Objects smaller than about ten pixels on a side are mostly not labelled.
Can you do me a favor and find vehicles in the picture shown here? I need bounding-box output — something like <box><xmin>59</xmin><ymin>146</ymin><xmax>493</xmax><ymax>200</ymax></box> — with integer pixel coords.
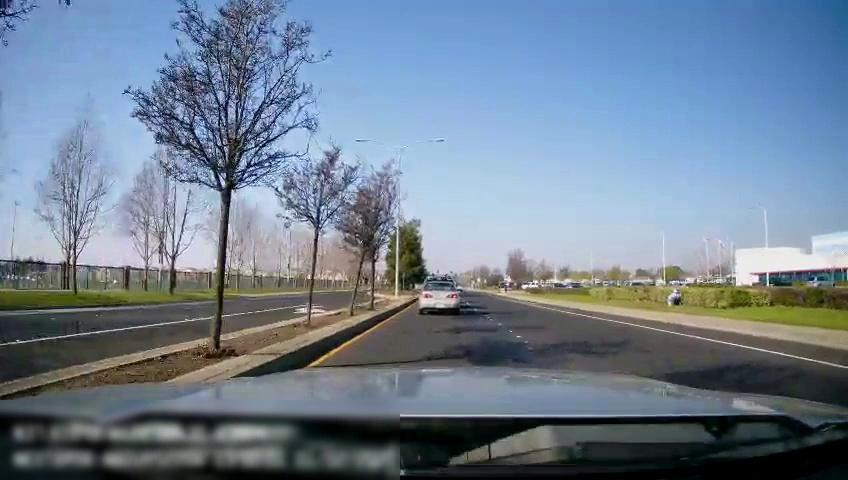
<box><xmin>418</xmin><ymin>280</ymin><xmax>461</xmax><ymax>315</ymax></box>
<box><xmin>423</xmin><ymin>274</ymin><xmax>455</xmax><ymax>288</ymax></box>
<box><xmin>520</xmin><ymin>281</ymin><xmax>540</xmax><ymax>289</ymax></box>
